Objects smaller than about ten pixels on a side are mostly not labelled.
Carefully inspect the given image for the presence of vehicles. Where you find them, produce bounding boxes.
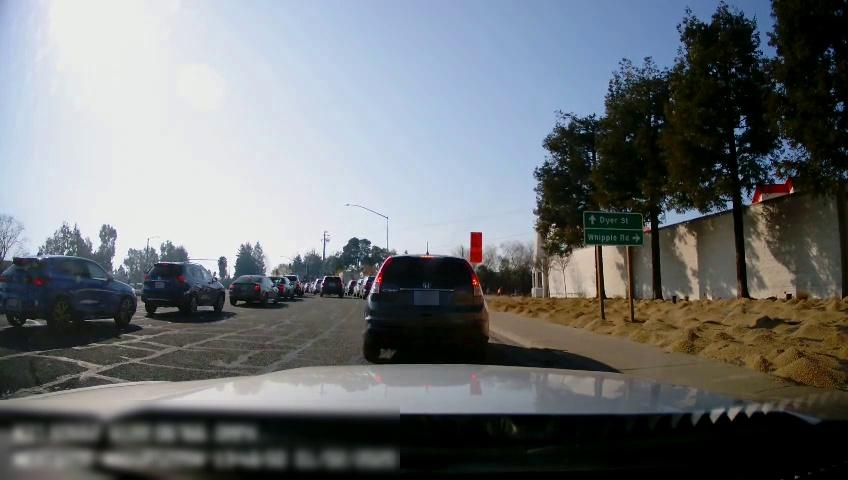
[228,275,281,306]
[267,276,296,301]
[285,275,304,298]
[345,279,356,296]
[0,255,137,334]
[339,271,358,282]
[359,276,376,301]
[351,279,364,297]
[365,254,490,365]
[140,261,226,319]
[312,278,323,294]
[318,275,345,299]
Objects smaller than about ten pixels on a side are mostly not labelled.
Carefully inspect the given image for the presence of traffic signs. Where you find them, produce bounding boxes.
[470,231,484,264]
[587,211,649,246]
